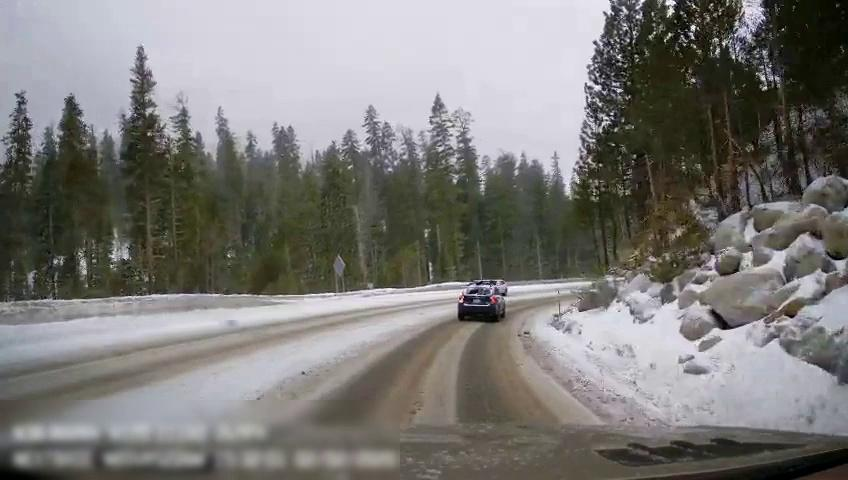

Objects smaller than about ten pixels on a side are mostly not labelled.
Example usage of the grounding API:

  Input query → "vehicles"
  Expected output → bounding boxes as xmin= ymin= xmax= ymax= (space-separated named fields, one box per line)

xmin=481 ymin=279 xmax=508 ymax=297
xmin=456 ymin=280 xmax=507 ymax=323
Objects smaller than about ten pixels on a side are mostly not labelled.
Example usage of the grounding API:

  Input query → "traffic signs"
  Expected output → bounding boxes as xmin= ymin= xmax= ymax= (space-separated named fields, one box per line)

xmin=331 ymin=255 xmax=346 ymax=277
